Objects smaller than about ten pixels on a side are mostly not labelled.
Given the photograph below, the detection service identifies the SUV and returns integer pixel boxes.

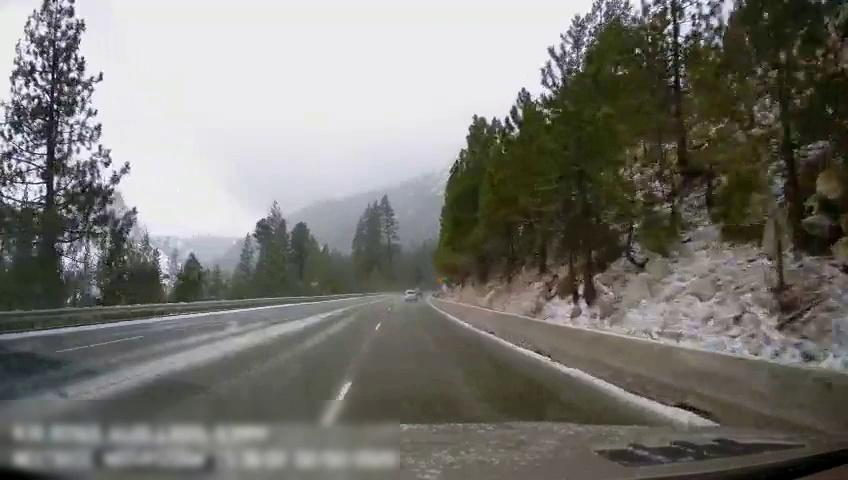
[403,289,418,302]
